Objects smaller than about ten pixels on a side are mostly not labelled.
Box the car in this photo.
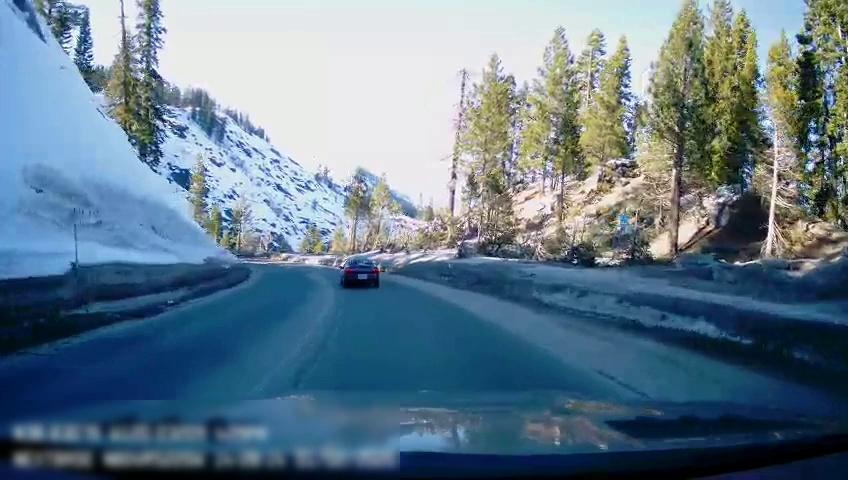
[339,256,380,288]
